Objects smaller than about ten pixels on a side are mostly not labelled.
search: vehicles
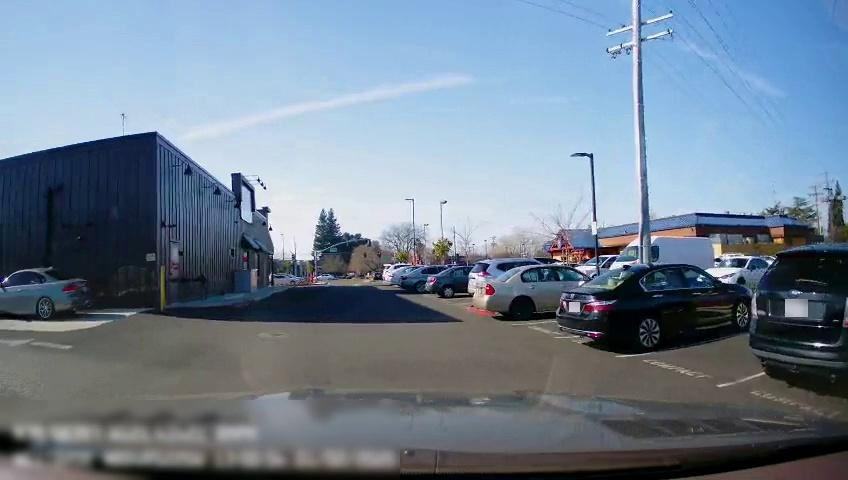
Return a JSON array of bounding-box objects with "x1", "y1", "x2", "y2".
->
[
  {"x1": 713, "y1": 254, "x2": 738, "y2": 267},
  {"x1": 760, "y1": 255, "x2": 778, "y2": 264},
  {"x1": 468, "y1": 259, "x2": 547, "y2": 295},
  {"x1": 704, "y1": 256, "x2": 772, "y2": 290},
  {"x1": 382, "y1": 264, "x2": 414, "y2": 280},
  {"x1": 608, "y1": 236, "x2": 714, "y2": 273},
  {"x1": 315, "y1": 273, "x2": 334, "y2": 280},
  {"x1": 267, "y1": 274, "x2": 299, "y2": 284},
  {"x1": 425, "y1": 265, "x2": 475, "y2": 299},
  {"x1": 398, "y1": 266, "x2": 451, "y2": 293},
  {"x1": 574, "y1": 255, "x2": 620, "y2": 279},
  {"x1": 557, "y1": 263, "x2": 754, "y2": 353},
  {"x1": 386, "y1": 266, "x2": 423, "y2": 284},
  {"x1": 749, "y1": 241, "x2": 848, "y2": 376},
  {"x1": 474, "y1": 265, "x2": 596, "y2": 322},
  {"x1": 0, "y1": 268, "x2": 87, "y2": 322}
]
